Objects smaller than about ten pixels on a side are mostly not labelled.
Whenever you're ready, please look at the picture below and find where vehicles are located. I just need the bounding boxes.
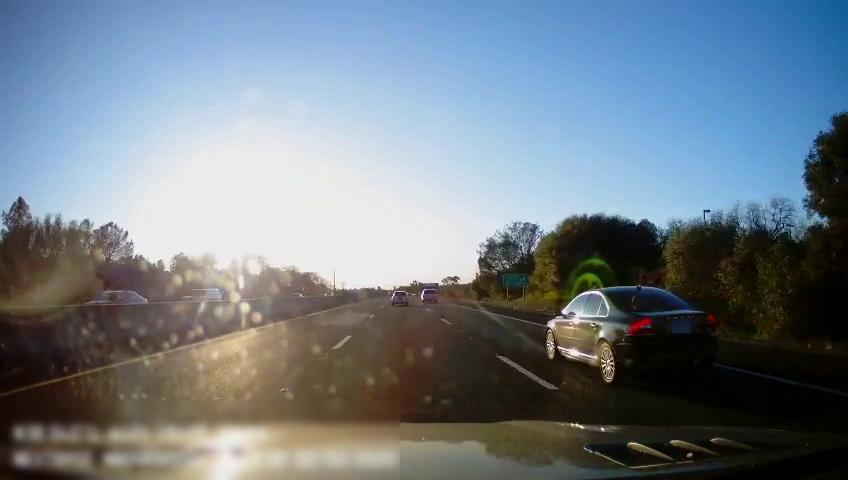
[291,293,304,297]
[82,290,149,304]
[181,288,223,302]
[545,285,719,388]
[390,291,409,306]
[420,288,438,303]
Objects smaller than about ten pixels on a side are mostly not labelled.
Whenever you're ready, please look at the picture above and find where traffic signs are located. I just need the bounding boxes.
[502,275,530,287]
